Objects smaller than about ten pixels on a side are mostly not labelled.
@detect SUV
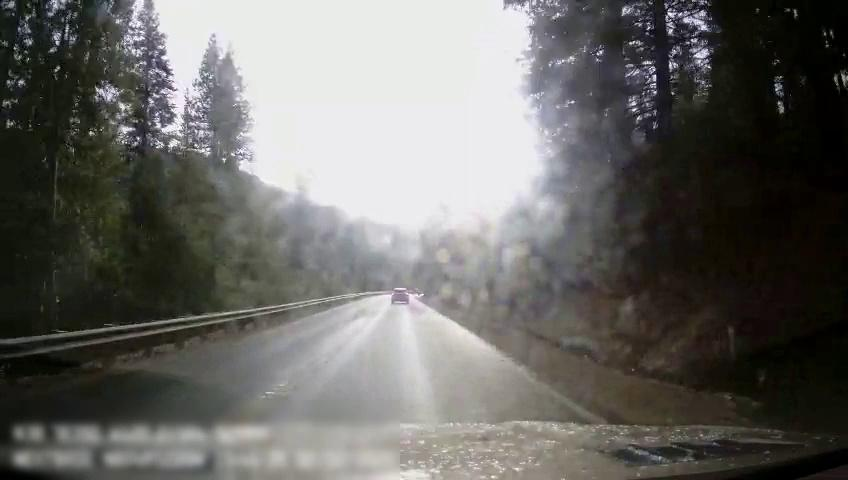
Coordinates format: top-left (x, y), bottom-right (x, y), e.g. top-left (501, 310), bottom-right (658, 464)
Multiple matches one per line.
top-left (391, 287), bottom-right (411, 304)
